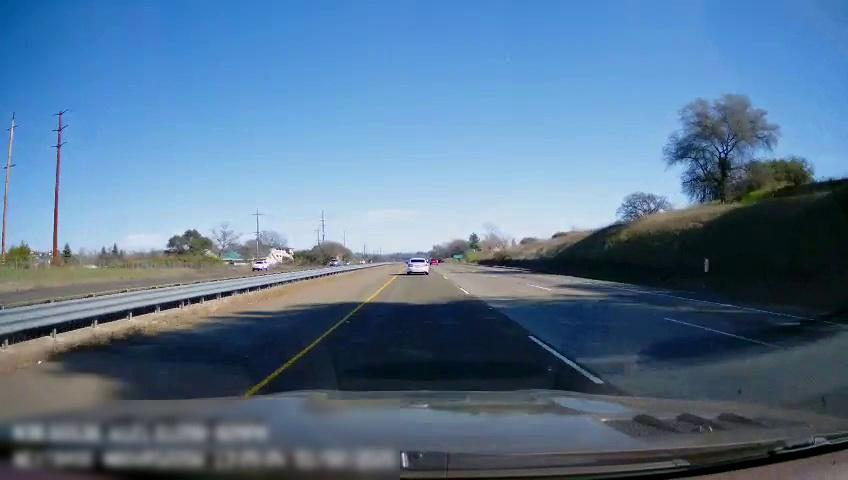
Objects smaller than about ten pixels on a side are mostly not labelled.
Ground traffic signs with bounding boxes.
[453,254,465,259]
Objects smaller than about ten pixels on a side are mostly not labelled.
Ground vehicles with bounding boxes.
[404,257,429,275]
[329,258,342,267]
[430,257,440,265]
[251,260,269,272]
